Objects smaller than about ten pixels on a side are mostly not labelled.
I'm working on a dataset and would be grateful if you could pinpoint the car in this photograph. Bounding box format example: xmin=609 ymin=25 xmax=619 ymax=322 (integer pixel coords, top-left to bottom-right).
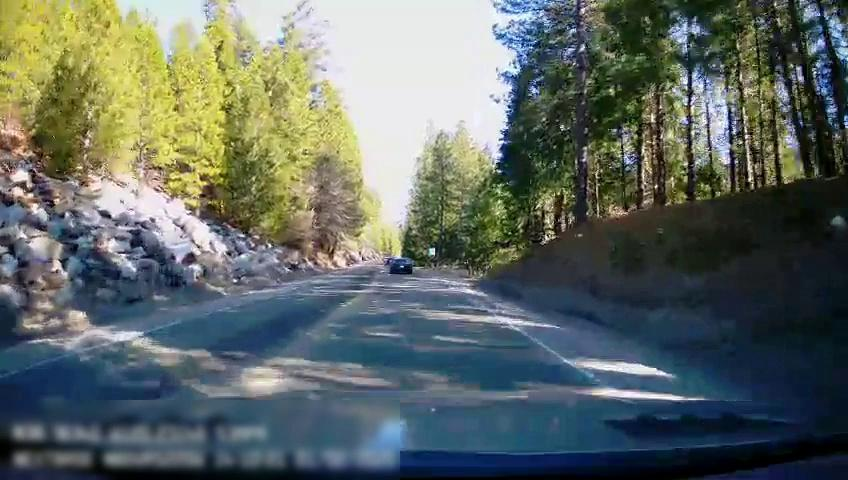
xmin=388 ymin=256 xmax=415 ymax=274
